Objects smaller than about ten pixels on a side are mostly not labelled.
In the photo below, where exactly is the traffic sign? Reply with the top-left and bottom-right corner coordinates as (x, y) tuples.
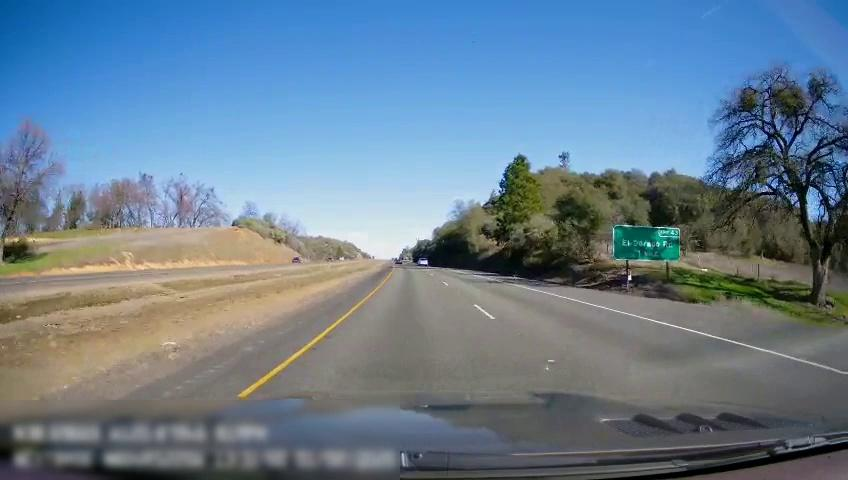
(613, 224), (681, 263)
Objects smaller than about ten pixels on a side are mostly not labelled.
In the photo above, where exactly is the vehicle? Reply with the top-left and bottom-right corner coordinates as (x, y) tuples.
(417, 258), (428, 267)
